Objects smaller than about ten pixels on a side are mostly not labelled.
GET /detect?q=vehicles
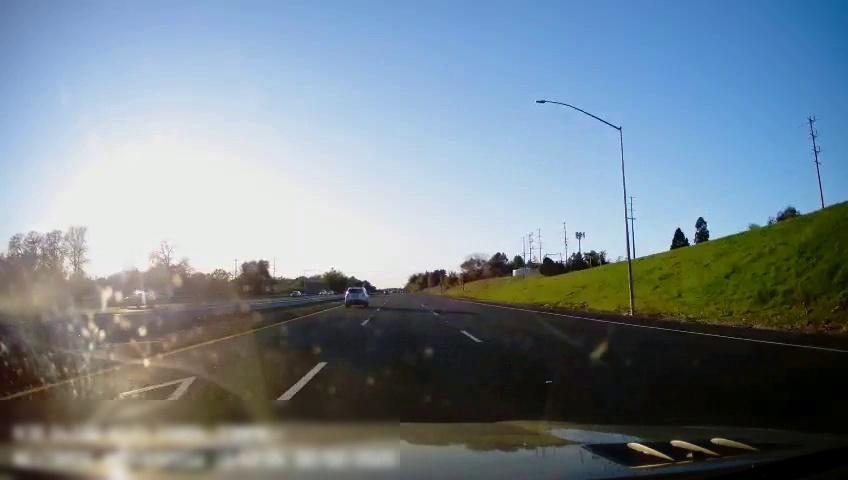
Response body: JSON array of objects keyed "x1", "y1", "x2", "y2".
[
  {"x1": 289, "y1": 291, "x2": 302, "y2": 297},
  {"x1": 119, "y1": 290, "x2": 156, "y2": 309},
  {"x1": 343, "y1": 286, "x2": 370, "y2": 310}
]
